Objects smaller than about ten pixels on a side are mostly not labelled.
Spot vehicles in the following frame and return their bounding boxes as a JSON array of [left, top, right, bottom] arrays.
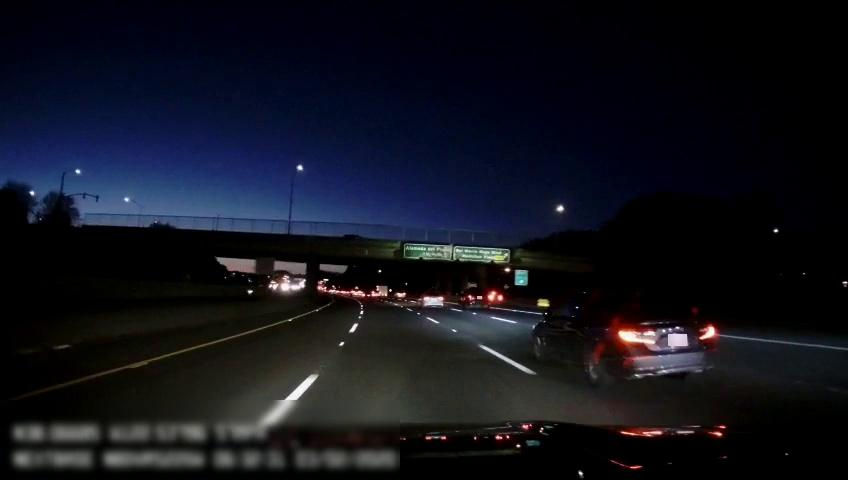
[[529, 294, 717, 392], [376, 285, 388, 298], [417, 289, 444, 308], [459, 287, 492, 309]]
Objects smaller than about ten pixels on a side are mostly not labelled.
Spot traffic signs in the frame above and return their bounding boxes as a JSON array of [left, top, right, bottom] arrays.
[[403, 243, 453, 261], [453, 245, 511, 263], [514, 269, 529, 286]]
